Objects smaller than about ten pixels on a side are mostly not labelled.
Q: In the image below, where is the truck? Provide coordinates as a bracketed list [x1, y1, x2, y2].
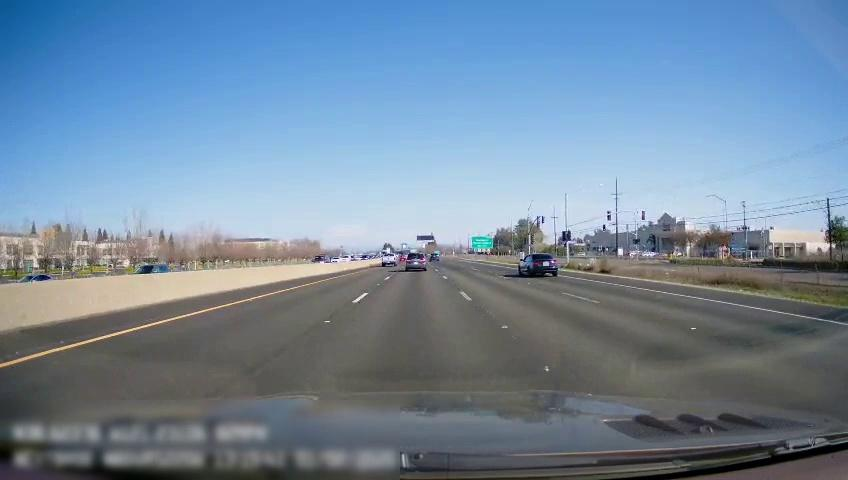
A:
[381, 252, 397, 267]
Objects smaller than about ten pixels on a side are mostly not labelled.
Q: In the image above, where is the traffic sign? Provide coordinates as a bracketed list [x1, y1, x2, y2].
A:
[470, 236, 494, 250]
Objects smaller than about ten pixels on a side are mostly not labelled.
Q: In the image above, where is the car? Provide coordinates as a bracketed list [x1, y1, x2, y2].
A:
[518, 253, 559, 277]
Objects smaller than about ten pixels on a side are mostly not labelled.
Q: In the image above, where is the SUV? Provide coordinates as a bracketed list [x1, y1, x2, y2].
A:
[405, 253, 427, 272]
